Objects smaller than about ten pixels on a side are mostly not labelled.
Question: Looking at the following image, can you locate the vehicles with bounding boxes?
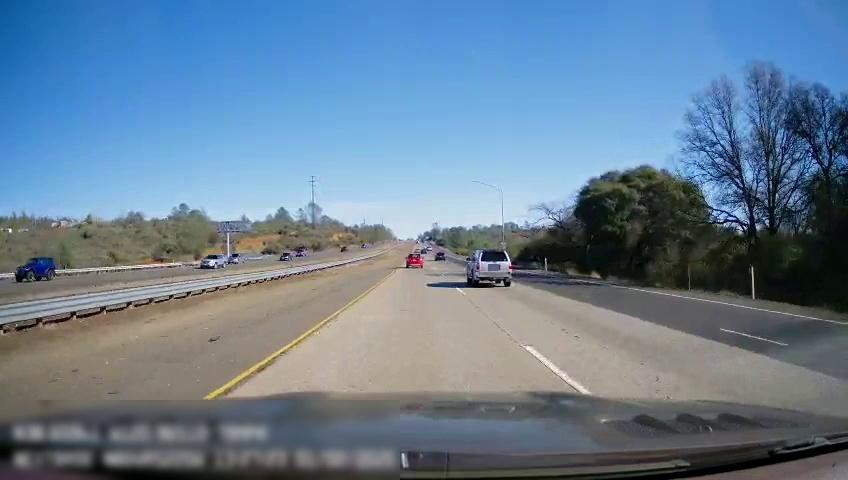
[295,249,310,257]
[435,252,447,262]
[405,251,424,268]
[279,252,298,262]
[226,253,249,265]
[14,255,58,283]
[199,253,227,270]
[465,249,513,289]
